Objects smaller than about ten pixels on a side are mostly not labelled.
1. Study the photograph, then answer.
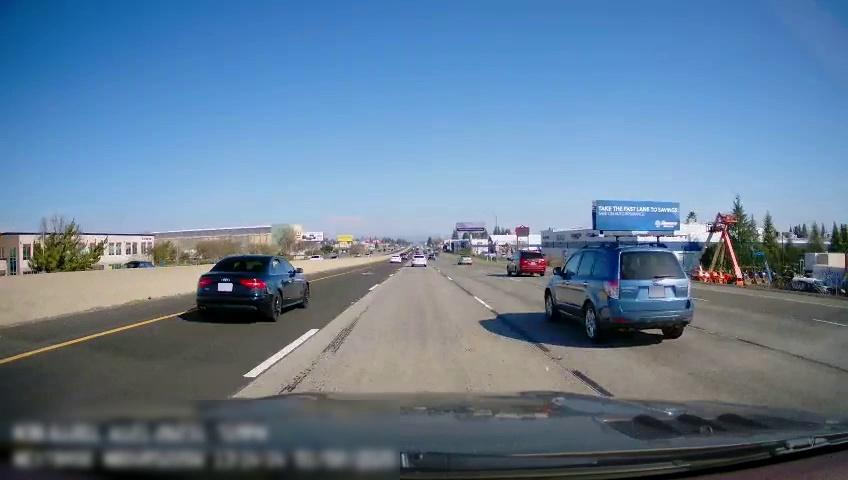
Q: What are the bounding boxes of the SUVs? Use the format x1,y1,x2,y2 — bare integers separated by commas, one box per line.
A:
543,240,695,344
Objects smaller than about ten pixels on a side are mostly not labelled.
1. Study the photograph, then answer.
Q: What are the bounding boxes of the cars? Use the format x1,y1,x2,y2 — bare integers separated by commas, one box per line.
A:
195,254,312,323
309,254,324,261
458,255,472,265
122,260,156,269
389,253,402,264
411,254,428,268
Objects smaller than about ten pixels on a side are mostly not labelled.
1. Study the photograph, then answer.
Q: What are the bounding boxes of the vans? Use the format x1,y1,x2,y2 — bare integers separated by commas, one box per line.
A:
506,248,546,278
